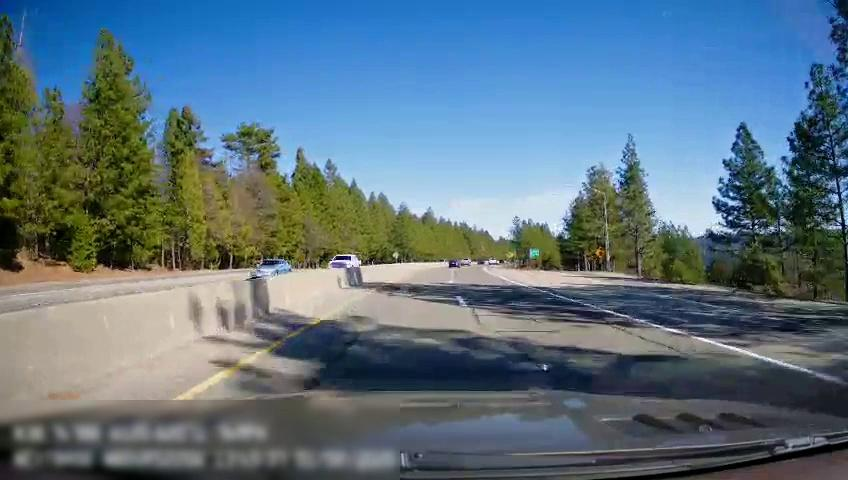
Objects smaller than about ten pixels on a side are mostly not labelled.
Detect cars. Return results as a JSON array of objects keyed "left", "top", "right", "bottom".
[{"left": 249, "top": 258, "right": 290, "bottom": 281}]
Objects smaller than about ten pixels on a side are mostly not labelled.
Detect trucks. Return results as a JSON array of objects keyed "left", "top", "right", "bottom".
[{"left": 327, "top": 254, "right": 362, "bottom": 271}]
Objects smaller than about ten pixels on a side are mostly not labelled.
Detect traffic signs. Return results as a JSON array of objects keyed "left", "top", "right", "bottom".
[
  {"left": 529, "top": 247, "right": 543, "bottom": 258},
  {"left": 594, "top": 244, "right": 608, "bottom": 258}
]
